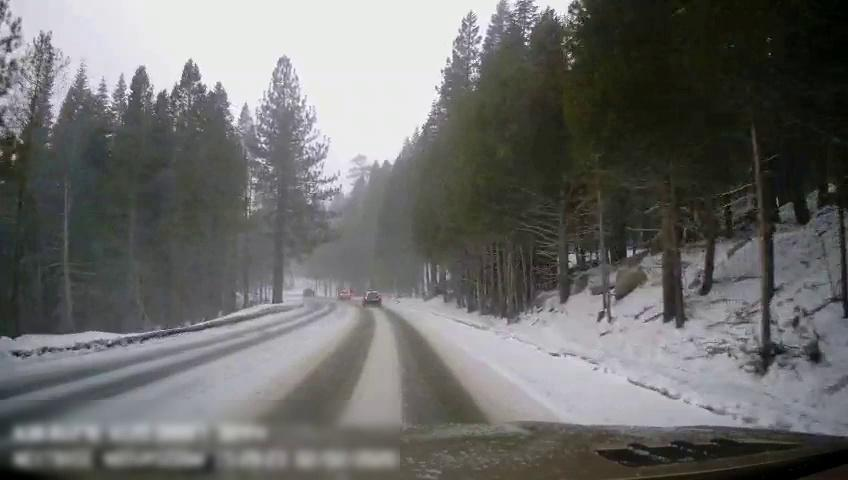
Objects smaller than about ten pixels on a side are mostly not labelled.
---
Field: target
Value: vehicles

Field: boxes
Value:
[302,288,315,296]
[362,290,382,307]
[339,290,352,301]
